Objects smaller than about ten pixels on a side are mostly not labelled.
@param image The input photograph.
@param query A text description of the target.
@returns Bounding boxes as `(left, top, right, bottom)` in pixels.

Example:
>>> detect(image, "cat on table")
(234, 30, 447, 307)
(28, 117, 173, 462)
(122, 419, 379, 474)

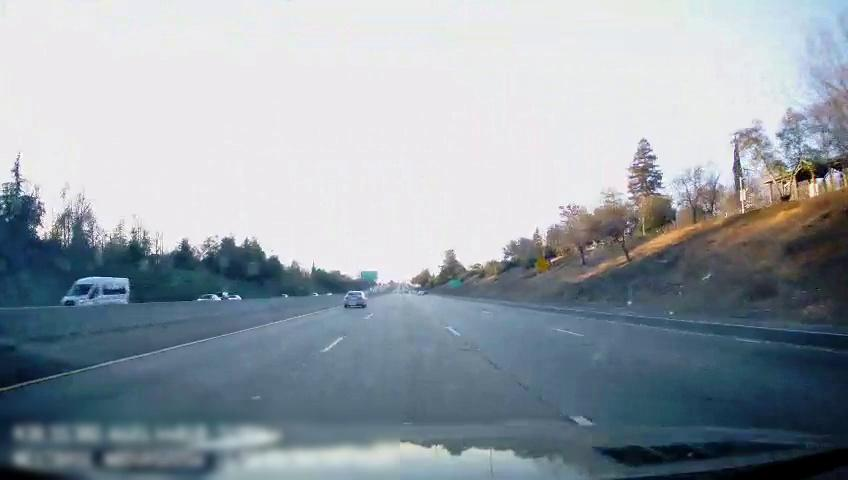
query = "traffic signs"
(536, 257, 550, 273)
(449, 279, 462, 289)
(359, 270, 378, 281)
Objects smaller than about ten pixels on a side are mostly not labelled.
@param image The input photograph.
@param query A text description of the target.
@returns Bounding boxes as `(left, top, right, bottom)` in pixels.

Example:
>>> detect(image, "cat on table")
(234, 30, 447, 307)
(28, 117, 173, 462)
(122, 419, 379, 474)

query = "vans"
(61, 276, 131, 307)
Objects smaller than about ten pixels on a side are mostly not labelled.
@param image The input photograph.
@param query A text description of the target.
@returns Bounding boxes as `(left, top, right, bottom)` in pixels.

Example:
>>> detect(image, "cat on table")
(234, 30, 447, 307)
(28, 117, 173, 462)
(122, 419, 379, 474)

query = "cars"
(223, 294, 242, 300)
(197, 293, 222, 301)
(342, 290, 368, 309)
